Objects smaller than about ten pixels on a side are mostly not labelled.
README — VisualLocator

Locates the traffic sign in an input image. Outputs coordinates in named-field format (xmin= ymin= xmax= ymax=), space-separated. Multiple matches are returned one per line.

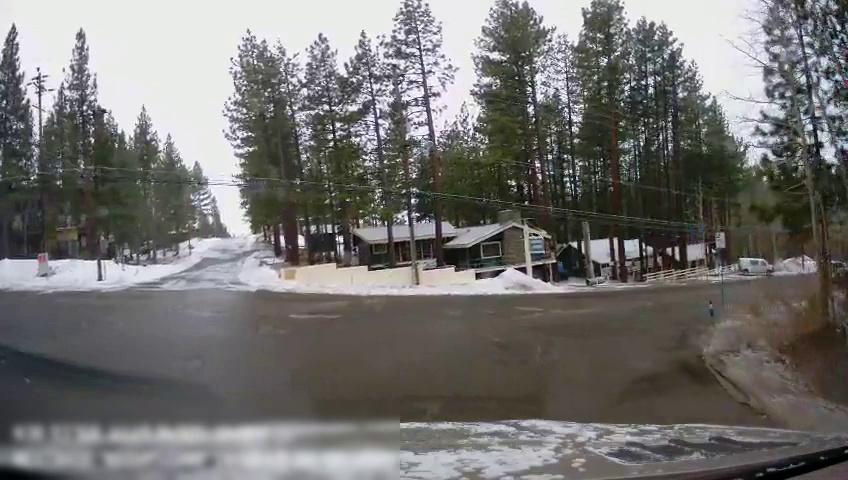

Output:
xmin=715 ymin=231 xmax=726 ymax=249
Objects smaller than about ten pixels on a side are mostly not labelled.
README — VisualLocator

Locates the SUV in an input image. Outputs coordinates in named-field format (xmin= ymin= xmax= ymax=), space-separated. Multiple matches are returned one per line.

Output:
xmin=736 ymin=258 xmax=777 ymax=277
